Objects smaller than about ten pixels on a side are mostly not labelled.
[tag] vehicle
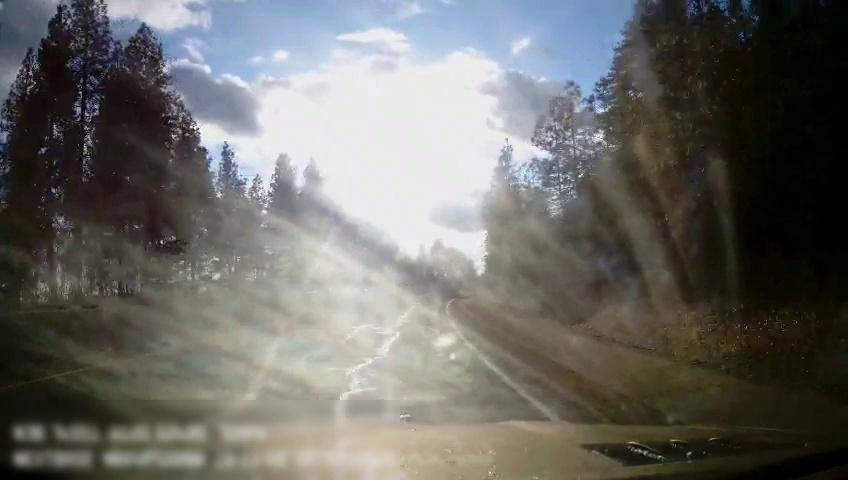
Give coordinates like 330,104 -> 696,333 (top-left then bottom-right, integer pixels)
440,280 -> 460,300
